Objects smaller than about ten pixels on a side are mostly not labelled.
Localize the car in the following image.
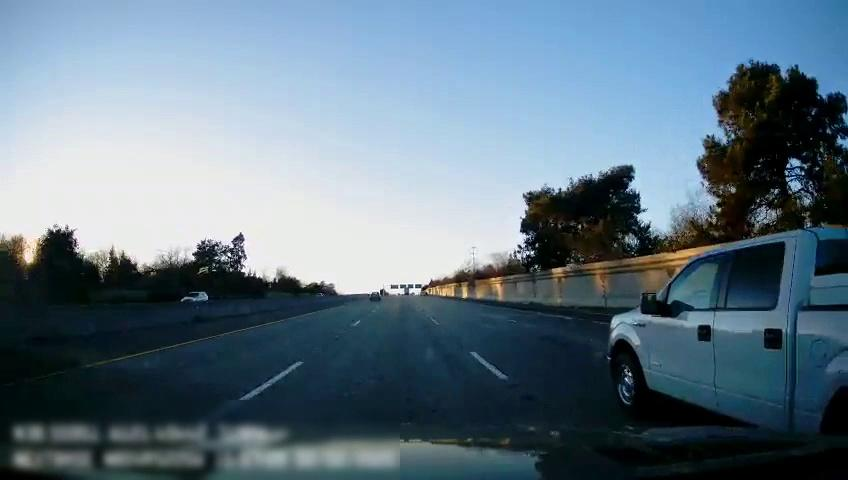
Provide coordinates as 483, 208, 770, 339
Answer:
368, 291, 382, 302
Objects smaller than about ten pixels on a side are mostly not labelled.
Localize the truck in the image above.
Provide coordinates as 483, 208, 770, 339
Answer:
605, 228, 848, 441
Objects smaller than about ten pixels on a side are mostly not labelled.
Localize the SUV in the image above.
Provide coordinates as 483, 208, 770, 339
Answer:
180, 291, 210, 303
